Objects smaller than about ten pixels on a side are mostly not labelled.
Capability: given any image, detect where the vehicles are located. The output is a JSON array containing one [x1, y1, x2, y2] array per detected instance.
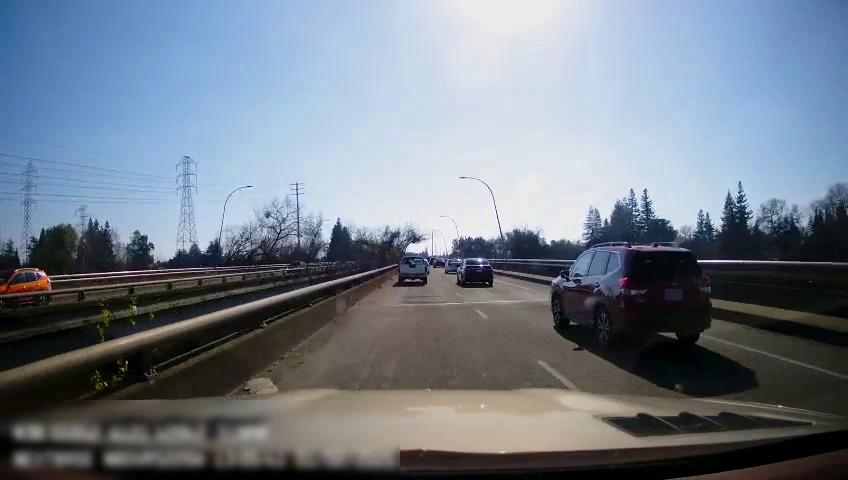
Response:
[[0, 267, 55, 309], [456, 257, 494, 286], [444, 257, 464, 273], [397, 254, 429, 285], [433, 257, 445, 269], [284, 260, 307, 274], [550, 240, 715, 353]]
